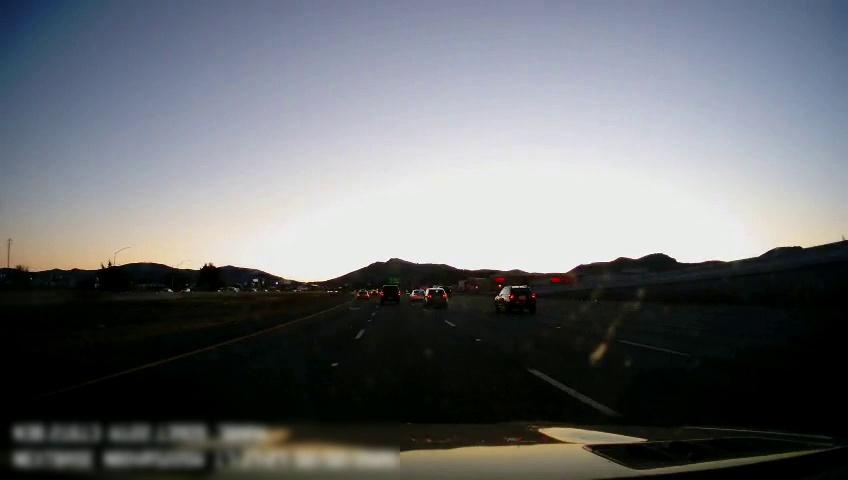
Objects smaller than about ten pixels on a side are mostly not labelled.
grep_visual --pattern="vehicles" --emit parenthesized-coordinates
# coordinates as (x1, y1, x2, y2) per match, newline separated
(379, 284, 401, 304)
(356, 290, 370, 301)
(423, 287, 449, 309)
(409, 289, 426, 302)
(159, 288, 174, 293)
(438, 286, 451, 298)
(180, 287, 191, 293)
(494, 285, 537, 313)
